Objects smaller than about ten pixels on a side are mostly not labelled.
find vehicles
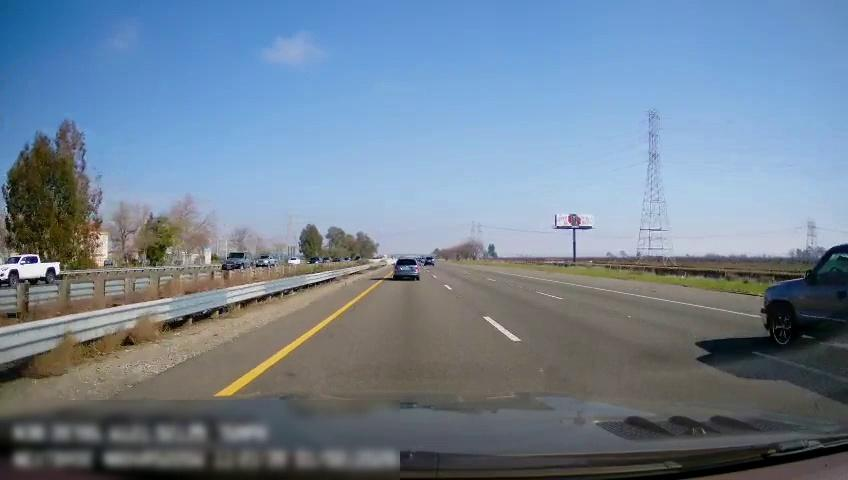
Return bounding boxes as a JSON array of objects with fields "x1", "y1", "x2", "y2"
[
  {"x1": 222, "y1": 251, "x2": 253, "y2": 271},
  {"x1": 287, "y1": 256, "x2": 302, "y2": 266},
  {"x1": 306, "y1": 256, "x2": 323, "y2": 265},
  {"x1": 255, "y1": 255, "x2": 280, "y2": 269},
  {"x1": 392, "y1": 259, "x2": 420, "y2": 281},
  {"x1": 760, "y1": 242, "x2": 848, "y2": 347},
  {"x1": 423, "y1": 256, "x2": 435, "y2": 267},
  {"x1": 0, "y1": 253, "x2": 61, "y2": 290},
  {"x1": 321, "y1": 256, "x2": 334, "y2": 264}
]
